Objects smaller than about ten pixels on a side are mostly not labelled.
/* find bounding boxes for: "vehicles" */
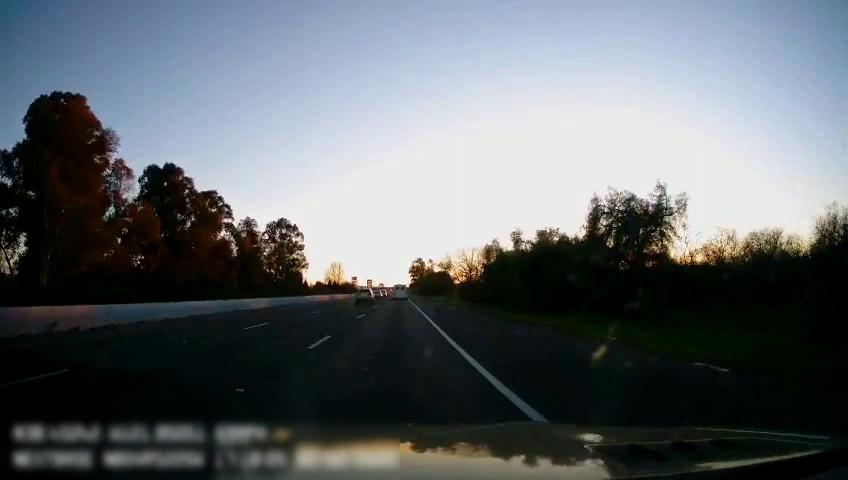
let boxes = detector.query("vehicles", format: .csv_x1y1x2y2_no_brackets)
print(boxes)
392,284,409,300
355,288,375,306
